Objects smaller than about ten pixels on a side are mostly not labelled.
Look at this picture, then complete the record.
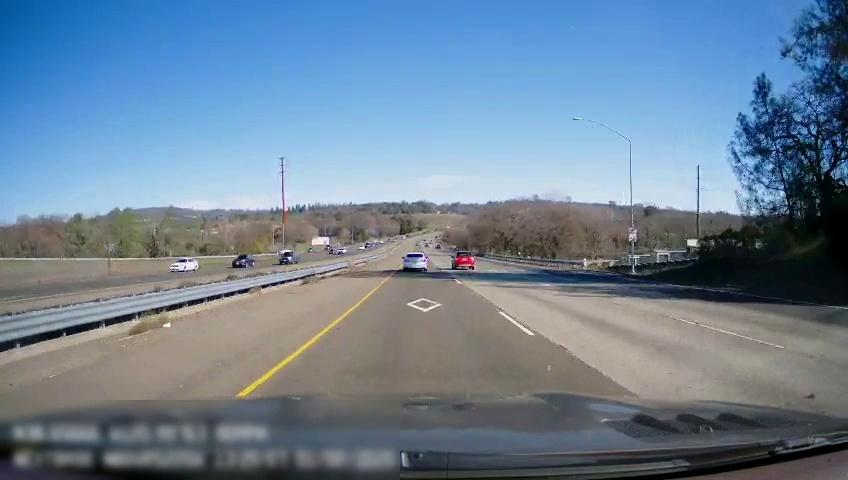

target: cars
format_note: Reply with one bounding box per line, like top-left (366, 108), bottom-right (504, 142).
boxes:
top-left (169, 257), bottom-right (199, 273)
top-left (450, 252), bottom-right (475, 270)
top-left (402, 252), bottom-right (428, 272)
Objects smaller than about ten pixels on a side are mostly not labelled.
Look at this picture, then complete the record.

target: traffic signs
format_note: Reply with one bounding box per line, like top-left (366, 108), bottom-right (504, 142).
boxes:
top-left (627, 228), bottom-right (638, 244)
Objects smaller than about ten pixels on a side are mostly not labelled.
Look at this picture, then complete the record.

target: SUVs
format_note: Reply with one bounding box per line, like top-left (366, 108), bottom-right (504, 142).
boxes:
top-left (231, 254), bottom-right (256, 268)
top-left (279, 251), bottom-right (299, 265)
